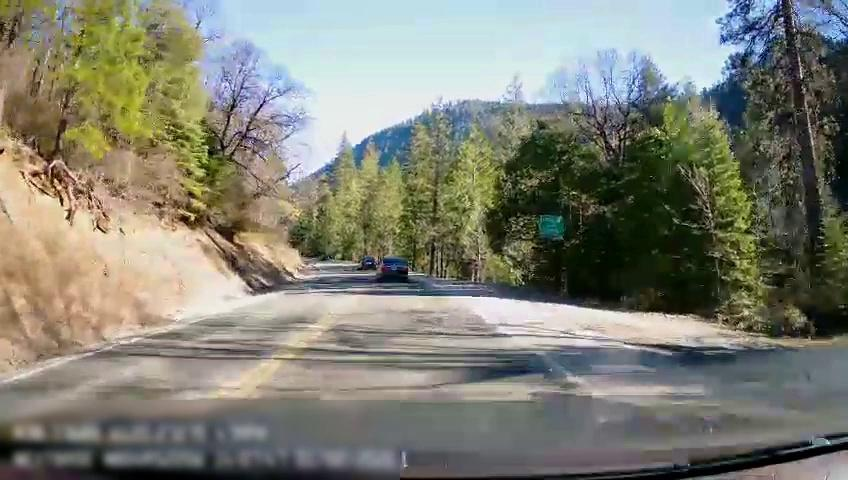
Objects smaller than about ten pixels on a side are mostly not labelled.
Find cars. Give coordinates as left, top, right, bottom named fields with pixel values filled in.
left=376, top=257, right=409, bottom=283
left=355, top=255, right=377, bottom=271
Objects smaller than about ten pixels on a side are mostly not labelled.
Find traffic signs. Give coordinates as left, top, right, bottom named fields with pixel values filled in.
left=537, top=214, right=565, bottom=240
